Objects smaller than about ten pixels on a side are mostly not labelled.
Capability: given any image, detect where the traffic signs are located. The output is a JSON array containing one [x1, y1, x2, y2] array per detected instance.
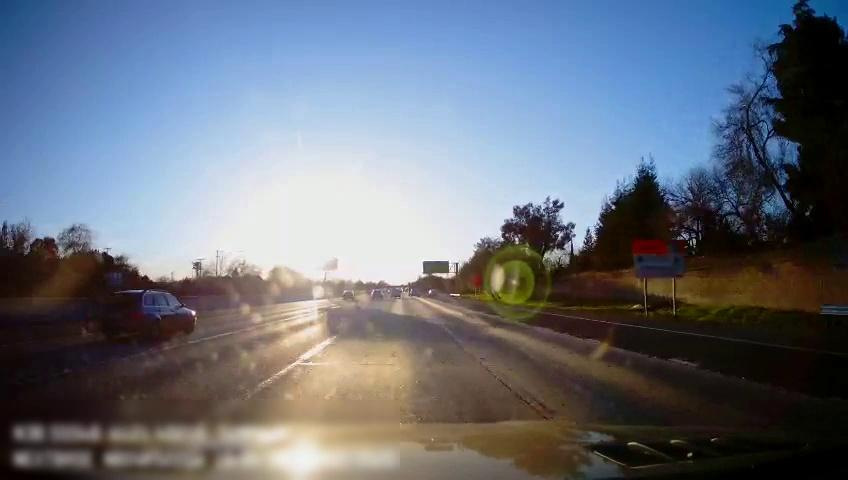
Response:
[[317, 258, 339, 270], [422, 261, 450, 273], [469, 274, 484, 289]]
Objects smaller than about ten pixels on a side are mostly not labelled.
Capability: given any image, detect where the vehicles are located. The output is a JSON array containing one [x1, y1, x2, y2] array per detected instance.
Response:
[[391, 288, 403, 299], [409, 288, 421, 298], [371, 289, 386, 301], [342, 289, 357, 301], [100, 290, 198, 347]]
